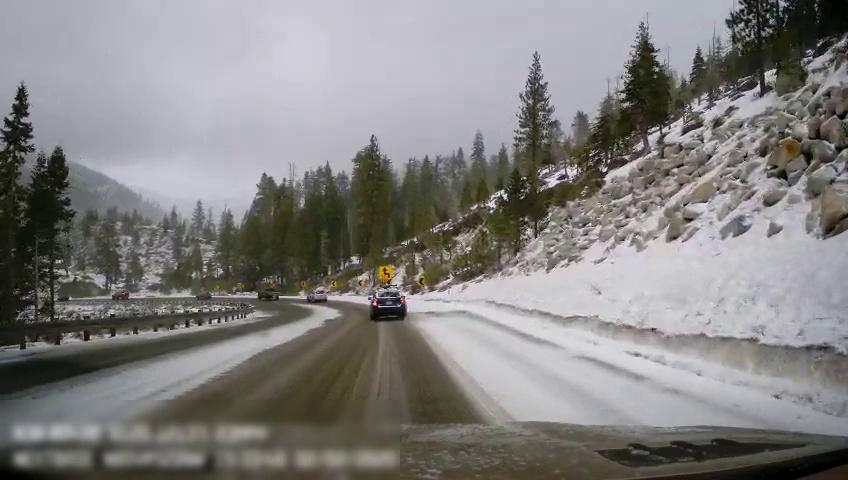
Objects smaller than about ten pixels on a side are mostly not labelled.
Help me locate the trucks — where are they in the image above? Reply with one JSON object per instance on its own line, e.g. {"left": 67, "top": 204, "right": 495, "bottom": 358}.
{"left": 257, "top": 287, "right": 279, "bottom": 301}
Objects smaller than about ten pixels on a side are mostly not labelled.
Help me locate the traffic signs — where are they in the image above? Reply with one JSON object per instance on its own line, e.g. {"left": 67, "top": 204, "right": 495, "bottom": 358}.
{"left": 379, "top": 265, "right": 393, "bottom": 281}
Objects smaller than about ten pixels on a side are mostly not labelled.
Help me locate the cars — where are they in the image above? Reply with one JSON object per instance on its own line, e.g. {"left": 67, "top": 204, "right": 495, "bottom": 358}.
{"left": 306, "top": 289, "right": 328, "bottom": 303}
{"left": 368, "top": 284, "right": 407, "bottom": 322}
